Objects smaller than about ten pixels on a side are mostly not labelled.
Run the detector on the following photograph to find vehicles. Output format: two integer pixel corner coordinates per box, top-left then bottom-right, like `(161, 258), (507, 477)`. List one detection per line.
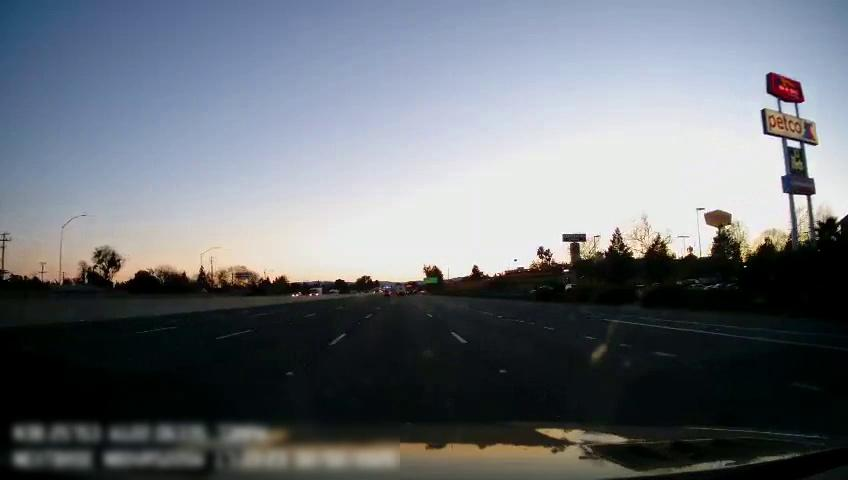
(291, 292), (302, 297)
(530, 286), (553, 294)
(328, 290), (339, 296)
(678, 279), (703, 291)
(564, 284), (579, 293)
(308, 288), (322, 297)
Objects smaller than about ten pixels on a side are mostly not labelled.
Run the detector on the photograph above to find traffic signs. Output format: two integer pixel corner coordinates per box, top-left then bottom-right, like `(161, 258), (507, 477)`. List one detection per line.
(423, 277), (438, 284)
